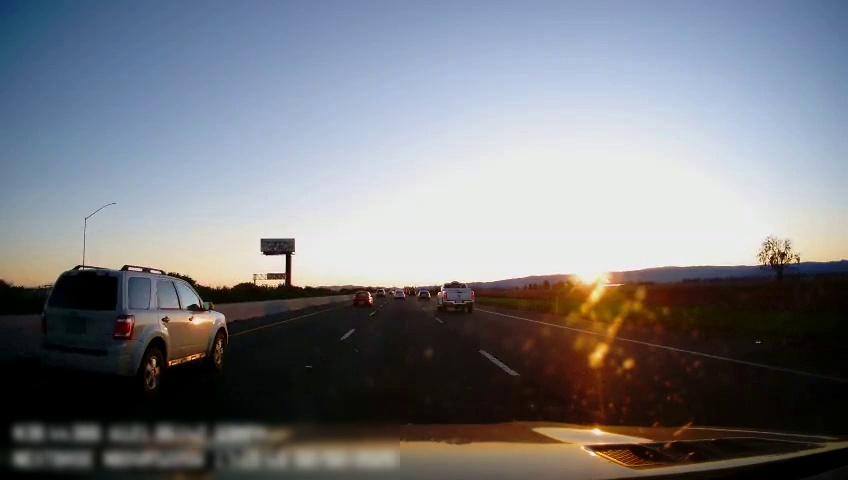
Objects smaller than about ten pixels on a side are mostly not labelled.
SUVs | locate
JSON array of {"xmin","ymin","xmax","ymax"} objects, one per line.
[
  {"xmin": 36, "ymin": 264, "xmax": 229, "ymax": 404},
  {"xmin": 376, "ymin": 288, "xmax": 386, "ymax": 298}
]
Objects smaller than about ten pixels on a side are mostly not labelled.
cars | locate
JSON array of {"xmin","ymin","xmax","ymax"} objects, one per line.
[
  {"xmin": 417, "ymin": 289, "xmax": 431, "ymax": 300},
  {"xmin": 352, "ymin": 291, "xmax": 374, "ymax": 308},
  {"xmin": 393, "ymin": 289, "xmax": 406, "ymax": 300}
]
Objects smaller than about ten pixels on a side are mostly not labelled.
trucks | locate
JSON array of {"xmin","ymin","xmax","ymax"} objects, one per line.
[{"xmin": 435, "ymin": 280, "xmax": 475, "ymax": 313}]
